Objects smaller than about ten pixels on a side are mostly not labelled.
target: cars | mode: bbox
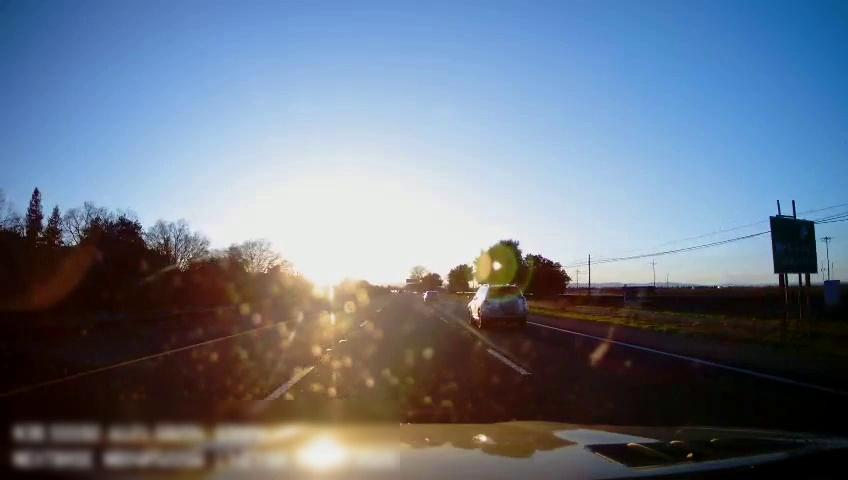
[423,290,438,303]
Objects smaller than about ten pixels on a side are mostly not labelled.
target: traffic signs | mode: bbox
[624,286,655,303]
[406,278,417,283]
[770,214,819,274]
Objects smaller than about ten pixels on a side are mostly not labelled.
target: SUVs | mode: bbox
[466,283,530,332]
